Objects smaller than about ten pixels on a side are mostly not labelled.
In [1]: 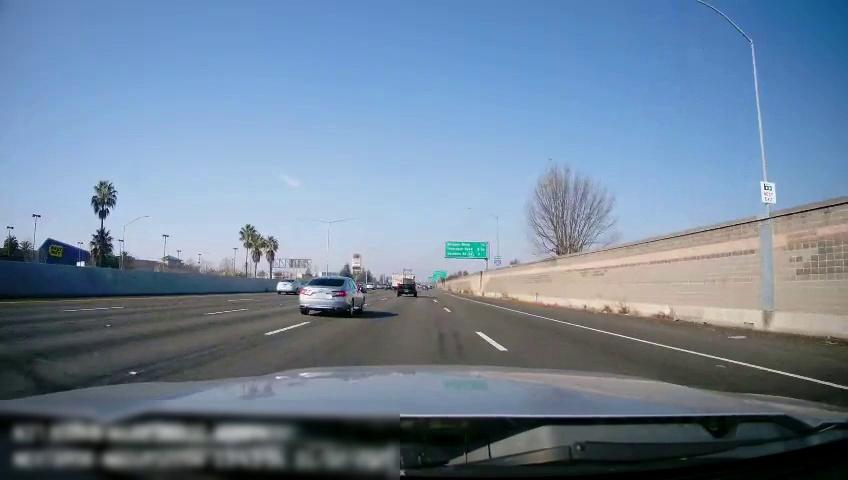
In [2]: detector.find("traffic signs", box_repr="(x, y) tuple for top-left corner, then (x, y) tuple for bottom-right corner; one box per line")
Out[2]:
(445, 239), (492, 260)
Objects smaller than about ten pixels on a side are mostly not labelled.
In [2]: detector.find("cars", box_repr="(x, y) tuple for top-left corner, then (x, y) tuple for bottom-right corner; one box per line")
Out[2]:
(299, 276), (366, 316)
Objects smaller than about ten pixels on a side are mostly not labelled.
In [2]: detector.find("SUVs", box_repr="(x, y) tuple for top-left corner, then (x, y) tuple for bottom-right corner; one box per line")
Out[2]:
(276, 278), (301, 295)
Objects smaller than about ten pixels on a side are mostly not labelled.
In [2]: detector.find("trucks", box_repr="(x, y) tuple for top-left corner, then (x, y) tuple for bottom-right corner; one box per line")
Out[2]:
(397, 278), (417, 297)
(391, 274), (401, 291)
